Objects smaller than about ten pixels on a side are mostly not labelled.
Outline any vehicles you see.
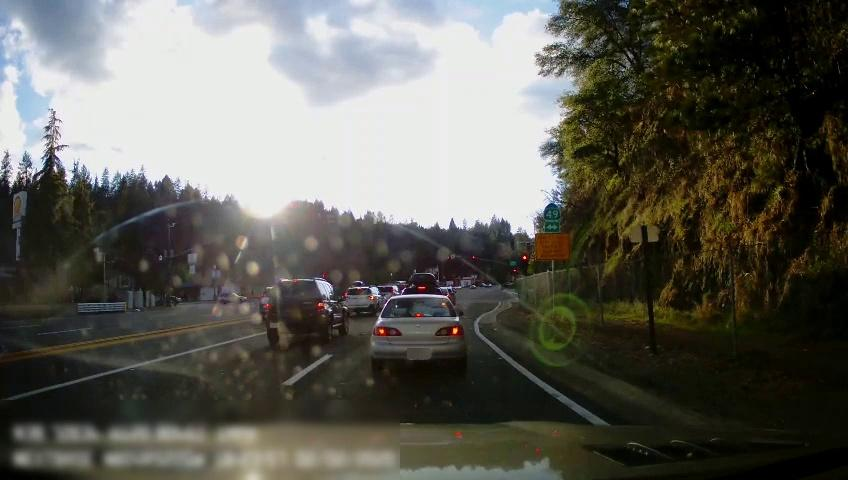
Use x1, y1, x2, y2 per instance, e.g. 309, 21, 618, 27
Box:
441, 286, 457, 303
259, 286, 272, 320
261, 276, 352, 347
379, 284, 399, 293
367, 294, 468, 372
216, 290, 246, 305
344, 286, 388, 315
402, 272, 443, 296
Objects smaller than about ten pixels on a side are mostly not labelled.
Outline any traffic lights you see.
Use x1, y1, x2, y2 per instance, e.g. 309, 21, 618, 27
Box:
520, 253, 528, 269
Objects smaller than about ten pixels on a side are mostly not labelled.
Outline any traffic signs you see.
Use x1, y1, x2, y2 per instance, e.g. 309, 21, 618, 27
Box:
534, 234, 570, 260
542, 203, 560, 221
542, 221, 560, 234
